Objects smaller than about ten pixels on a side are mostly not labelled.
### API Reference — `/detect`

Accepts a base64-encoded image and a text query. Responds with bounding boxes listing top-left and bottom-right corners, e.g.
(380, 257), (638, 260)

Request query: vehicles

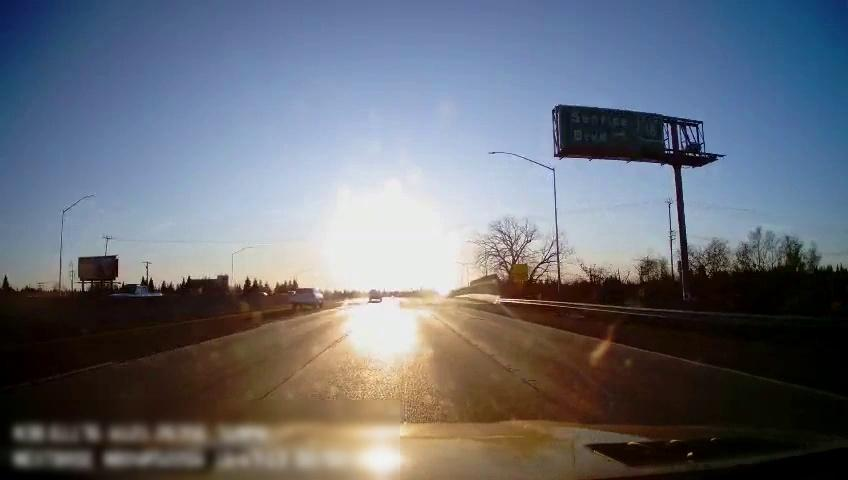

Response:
(290, 287), (324, 309)
(258, 291), (269, 296)
(369, 290), (382, 302)
(109, 285), (163, 297)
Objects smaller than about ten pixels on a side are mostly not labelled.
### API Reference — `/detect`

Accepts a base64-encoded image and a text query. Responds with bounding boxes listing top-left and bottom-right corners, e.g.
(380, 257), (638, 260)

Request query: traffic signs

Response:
(512, 263), (529, 283)
(557, 104), (665, 163)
